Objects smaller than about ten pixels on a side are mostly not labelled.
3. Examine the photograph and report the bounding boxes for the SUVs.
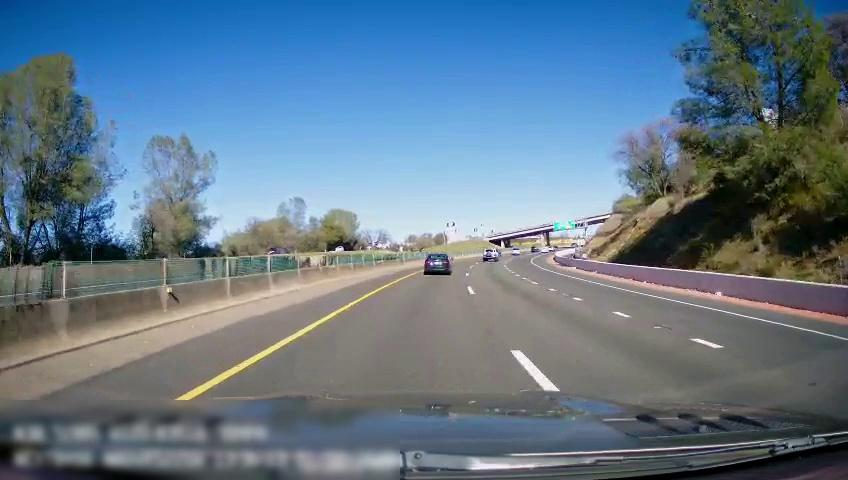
[481,248,499,262]
[509,247,518,255]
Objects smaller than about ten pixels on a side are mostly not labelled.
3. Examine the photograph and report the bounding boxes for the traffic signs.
[552,221,576,234]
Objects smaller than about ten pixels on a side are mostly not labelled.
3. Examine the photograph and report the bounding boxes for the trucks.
[263,247,290,255]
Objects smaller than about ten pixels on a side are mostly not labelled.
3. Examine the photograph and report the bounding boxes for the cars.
[424,252,452,275]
